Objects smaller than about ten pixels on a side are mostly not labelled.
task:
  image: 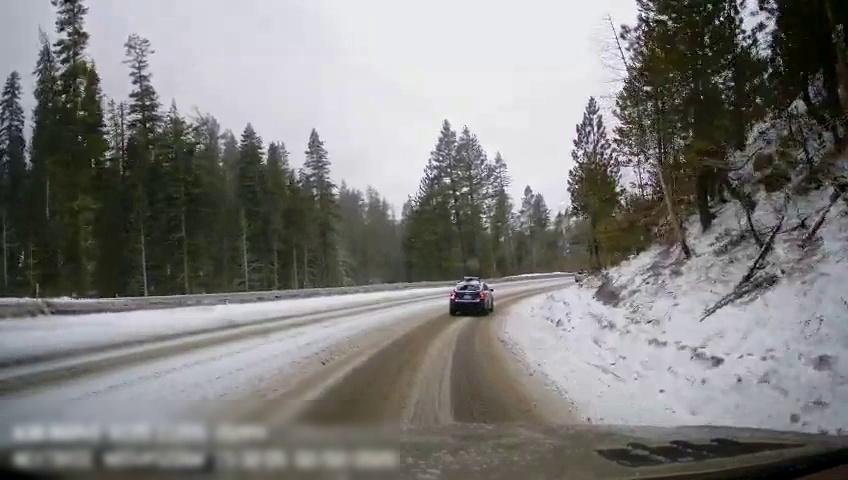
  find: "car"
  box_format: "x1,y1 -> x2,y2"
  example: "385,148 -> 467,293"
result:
448,275 -> 496,318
